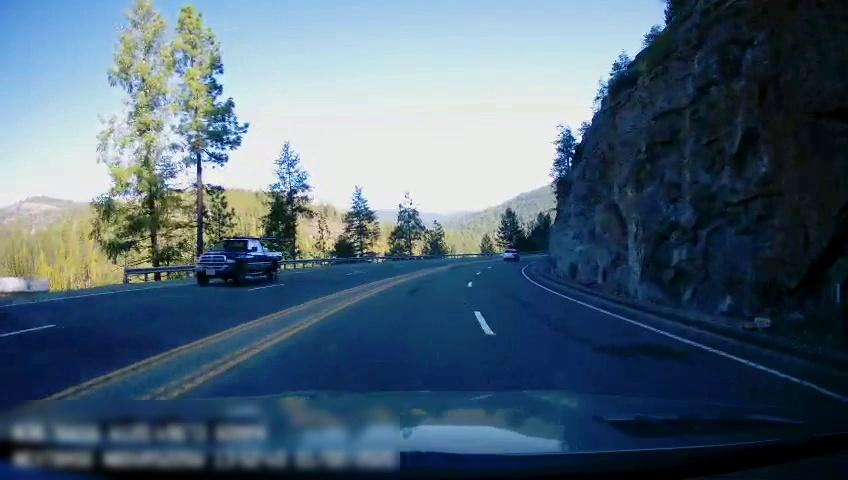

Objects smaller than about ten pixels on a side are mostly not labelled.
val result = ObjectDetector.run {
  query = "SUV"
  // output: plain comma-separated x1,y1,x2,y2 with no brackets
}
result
502,248,520,263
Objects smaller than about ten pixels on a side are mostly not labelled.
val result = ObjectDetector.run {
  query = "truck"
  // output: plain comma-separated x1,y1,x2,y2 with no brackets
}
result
195,238,284,287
